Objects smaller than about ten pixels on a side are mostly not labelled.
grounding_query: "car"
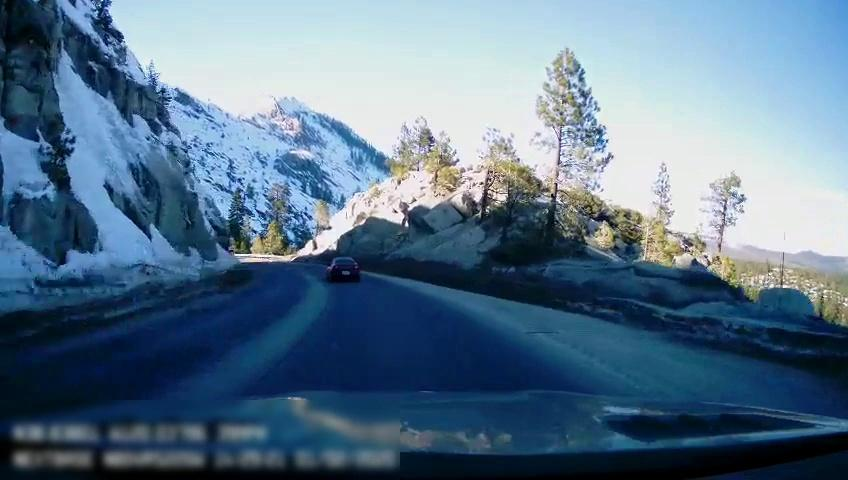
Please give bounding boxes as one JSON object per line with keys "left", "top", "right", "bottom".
{"left": 327, "top": 255, "right": 361, "bottom": 280}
